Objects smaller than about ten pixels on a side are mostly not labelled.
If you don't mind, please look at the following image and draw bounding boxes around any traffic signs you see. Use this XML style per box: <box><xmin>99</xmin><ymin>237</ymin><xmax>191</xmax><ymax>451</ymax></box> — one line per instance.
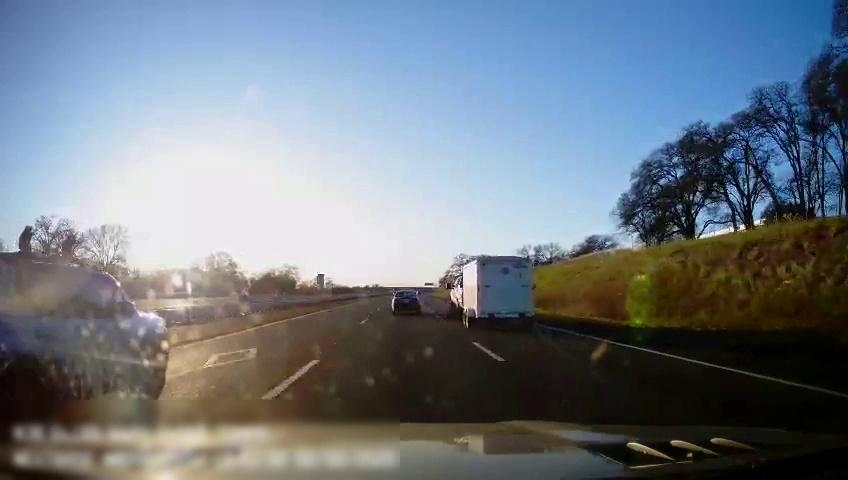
<box><xmin>316</xmin><ymin>273</ymin><xmax>325</xmax><ymax>290</ymax></box>
<box><xmin>424</xmin><ymin>282</ymin><xmax>435</xmax><ymax>287</ymax></box>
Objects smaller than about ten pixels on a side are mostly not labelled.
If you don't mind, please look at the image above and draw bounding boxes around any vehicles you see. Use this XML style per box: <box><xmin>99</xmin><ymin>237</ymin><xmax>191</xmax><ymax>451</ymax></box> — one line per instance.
<box><xmin>445</xmin><ymin>273</ymin><xmax>461</xmax><ymax>321</ymax></box>
<box><xmin>460</xmin><ymin>255</ymin><xmax>536</xmax><ymax>332</ymax></box>
<box><xmin>392</xmin><ymin>290</ymin><xmax>422</xmax><ymax>316</ymax></box>
<box><xmin>0</xmin><ymin>265</ymin><xmax>171</xmax><ymax>433</ymax></box>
